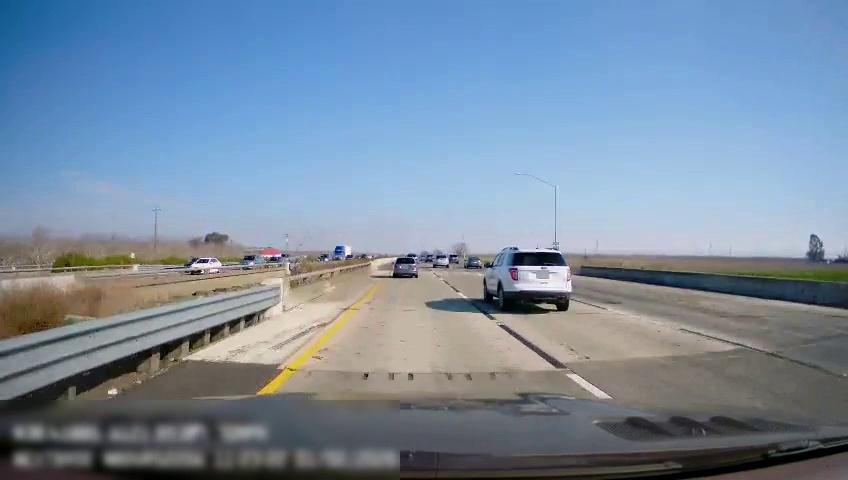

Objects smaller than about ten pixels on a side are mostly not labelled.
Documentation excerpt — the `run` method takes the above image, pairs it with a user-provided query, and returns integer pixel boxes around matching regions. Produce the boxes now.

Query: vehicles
[432,254,451,268]
[464,256,483,269]
[239,256,267,271]
[190,257,224,274]
[449,254,460,265]
[183,257,200,273]
[334,246,352,259]
[482,249,573,313]
[392,256,419,279]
